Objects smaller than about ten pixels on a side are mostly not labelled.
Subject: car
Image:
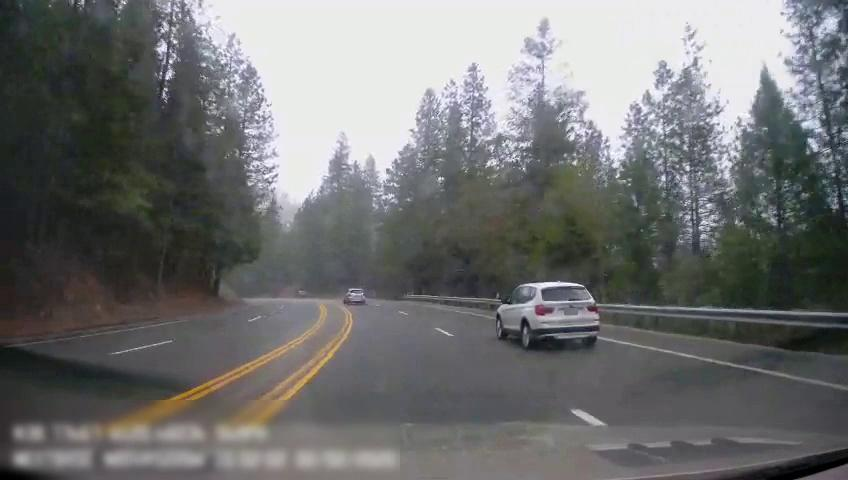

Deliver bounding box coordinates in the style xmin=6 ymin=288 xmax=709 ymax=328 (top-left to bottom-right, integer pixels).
xmin=343 ymin=288 xmax=367 ymax=306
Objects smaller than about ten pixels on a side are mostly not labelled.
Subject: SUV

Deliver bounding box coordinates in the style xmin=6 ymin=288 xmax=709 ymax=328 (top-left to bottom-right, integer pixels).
xmin=495 ymin=281 xmax=599 ymax=352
